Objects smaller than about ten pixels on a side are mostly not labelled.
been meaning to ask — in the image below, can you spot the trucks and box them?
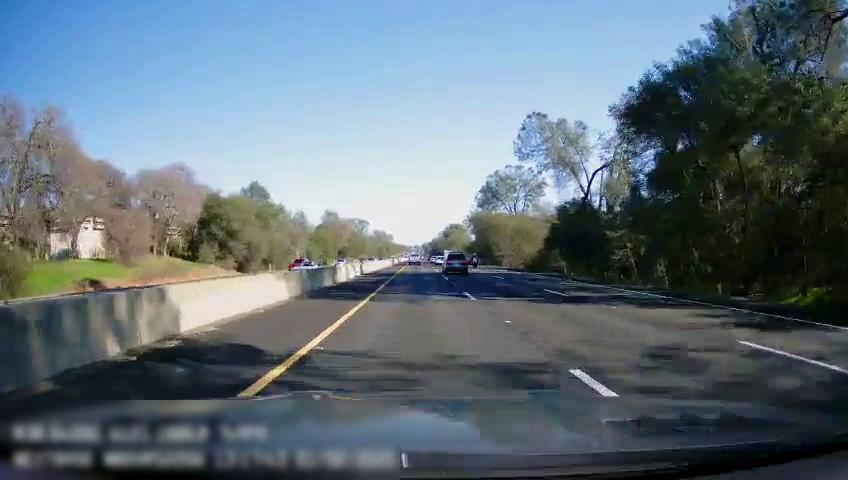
[407,252,421,266]
[443,250,465,267]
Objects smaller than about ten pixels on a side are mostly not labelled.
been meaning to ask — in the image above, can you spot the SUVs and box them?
[442,254,469,276]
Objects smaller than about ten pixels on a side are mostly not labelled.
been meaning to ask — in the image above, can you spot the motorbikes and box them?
[462,254,479,268]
